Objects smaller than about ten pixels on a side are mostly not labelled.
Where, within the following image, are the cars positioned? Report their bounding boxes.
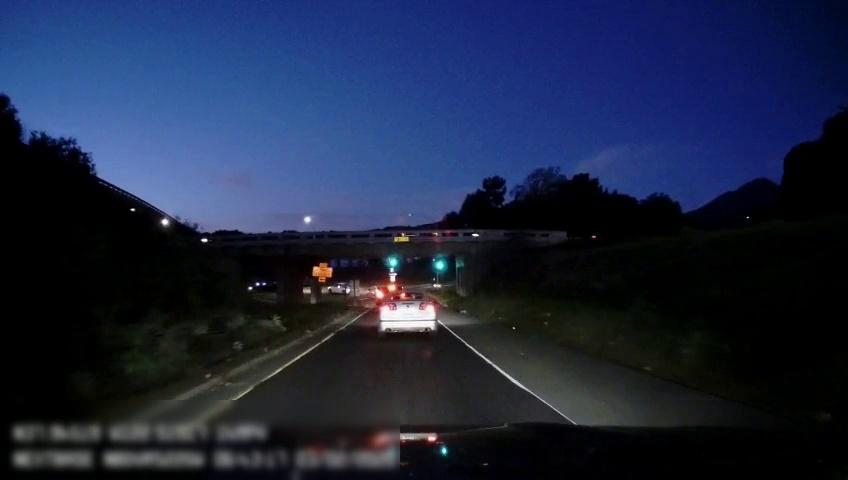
[327,282,350,296]
[375,289,441,337]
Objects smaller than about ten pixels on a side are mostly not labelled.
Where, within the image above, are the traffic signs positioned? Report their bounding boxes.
[312,263,333,282]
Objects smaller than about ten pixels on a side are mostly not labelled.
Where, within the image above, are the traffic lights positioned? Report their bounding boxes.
[387,251,398,271]
[434,254,445,275]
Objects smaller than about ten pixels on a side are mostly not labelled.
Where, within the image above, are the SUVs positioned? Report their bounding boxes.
[376,284,404,299]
